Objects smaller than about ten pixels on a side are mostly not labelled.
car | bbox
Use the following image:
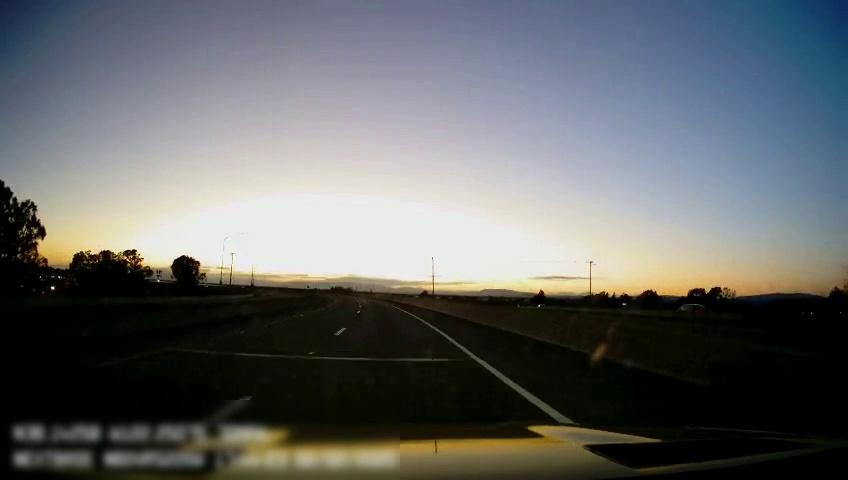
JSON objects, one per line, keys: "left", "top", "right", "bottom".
{"left": 672, "top": 303, "right": 708, "bottom": 322}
